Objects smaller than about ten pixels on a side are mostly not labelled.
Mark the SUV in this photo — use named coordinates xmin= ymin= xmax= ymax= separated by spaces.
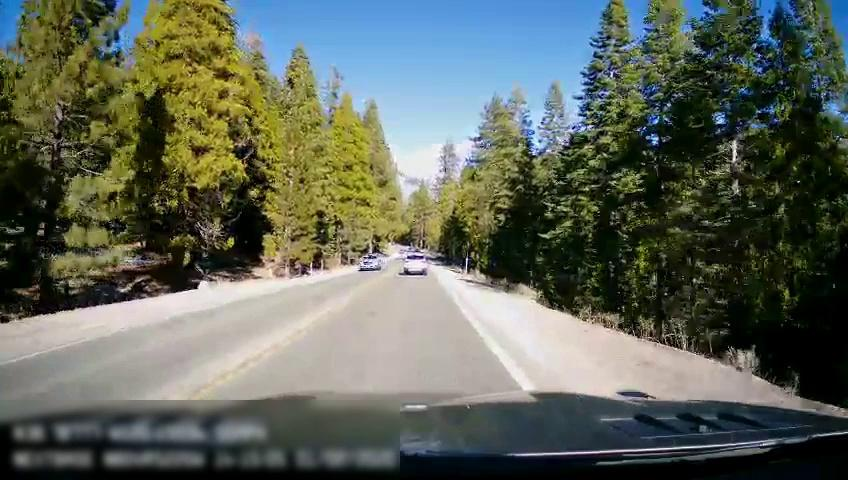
xmin=402 ymin=252 xmax=427 ymax=276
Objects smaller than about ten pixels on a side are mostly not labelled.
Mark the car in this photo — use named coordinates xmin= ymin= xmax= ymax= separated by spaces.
xmin=359 ymin=252 xmax=384 ymax=271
